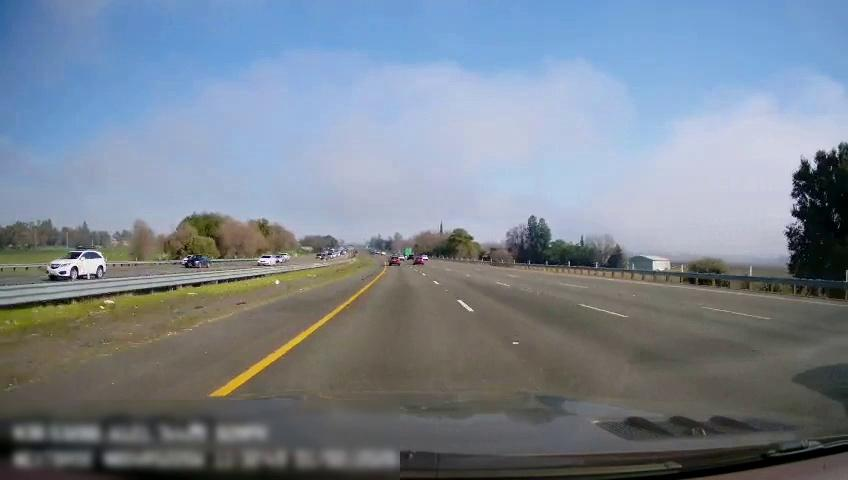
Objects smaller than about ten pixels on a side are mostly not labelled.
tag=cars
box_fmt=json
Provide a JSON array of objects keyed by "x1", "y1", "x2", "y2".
[
  {"x1": 256, "y1": 254, "x2": 277, "y2": 266},
  {"x1": 184, "y1": 255, "x2": 211, "y2": 269}
]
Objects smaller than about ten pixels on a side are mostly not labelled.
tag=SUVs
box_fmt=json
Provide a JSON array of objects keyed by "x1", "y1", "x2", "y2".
[{"x1": 46, "y1": 250, "x2": 107, "y2": 282}]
